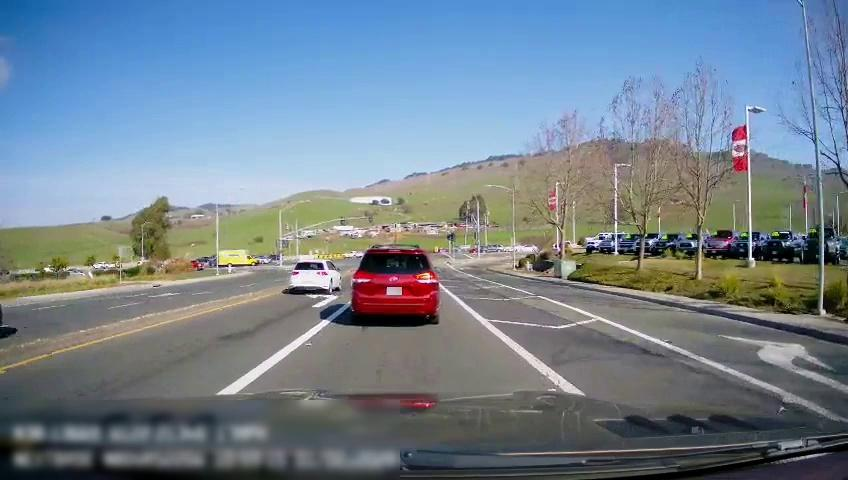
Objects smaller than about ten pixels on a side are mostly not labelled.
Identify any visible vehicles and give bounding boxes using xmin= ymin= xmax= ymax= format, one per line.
xmin=287 ymin=257 xmax=344 ymax=296
xmin=218 ymin=249 xmax=258 ymax=267
xmin=255 ymin=255 xmax=271 ymax=265
xmin=349 ymin=242 xmax=442 ymax=324
xmin=509 ymin=244 xmax=539 ymax=254
xmin=92 ymin=262 xmax=112 ymax=271
xmin=189 ymin=260 xmax=206 ymax=271
xmin=479 ymin=245 xmax=503 ymax=254
xmin=195 ymin=256 xmax=218 ymax=268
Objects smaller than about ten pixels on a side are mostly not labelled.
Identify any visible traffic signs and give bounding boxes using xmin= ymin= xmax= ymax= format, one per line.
xmin=116 ymin=246 xmax=125 ymax=257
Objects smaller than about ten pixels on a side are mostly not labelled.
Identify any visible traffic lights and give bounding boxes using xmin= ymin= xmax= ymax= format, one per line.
xmin=473 ymin=231 xmax=479 ymax=242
